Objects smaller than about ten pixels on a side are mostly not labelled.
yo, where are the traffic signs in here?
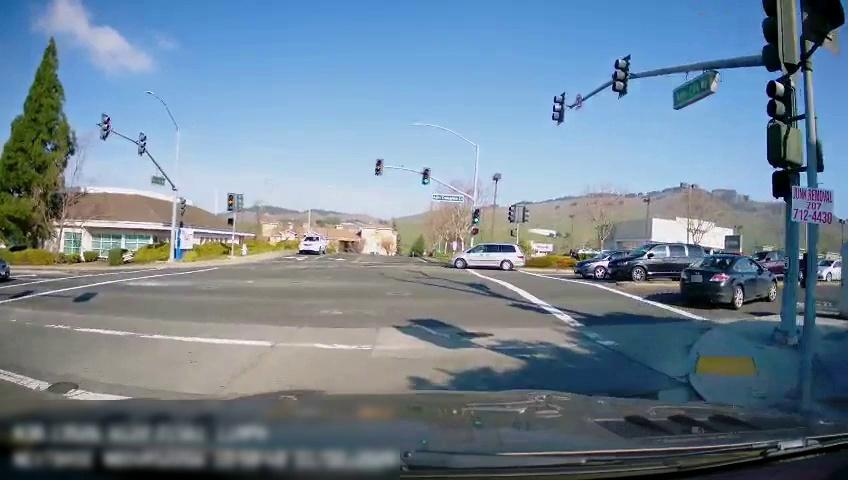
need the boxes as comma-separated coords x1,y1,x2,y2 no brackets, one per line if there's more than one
150,174,166,186
431,191,467,204
672,67,721,111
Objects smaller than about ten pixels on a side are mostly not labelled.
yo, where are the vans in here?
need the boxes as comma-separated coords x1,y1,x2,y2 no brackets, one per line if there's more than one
452,241,526,272
606,241,713,282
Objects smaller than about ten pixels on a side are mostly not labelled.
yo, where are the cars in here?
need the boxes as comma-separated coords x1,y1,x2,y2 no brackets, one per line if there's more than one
574,249,634,280
814,259,842,283
679,254,778,310
0,257,11,281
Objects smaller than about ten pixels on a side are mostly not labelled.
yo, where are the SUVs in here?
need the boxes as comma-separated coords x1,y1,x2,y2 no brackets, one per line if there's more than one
750,247,786,278
299,234,325,255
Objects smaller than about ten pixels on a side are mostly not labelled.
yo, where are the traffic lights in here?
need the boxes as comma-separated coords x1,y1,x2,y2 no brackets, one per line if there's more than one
764,70,801,132
611,54,632,97
799,0,847,46
760,0,802,79
374,157,386,177
519,205,530,225
176,198,186,218
551,90,567,125
421,167,433,185
471,207,482,226
235,192,244,210
507,203,518,224
226,191,236,212
765,122,806,172
770,166,796,200
100,111,113,143
136,130,148,156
